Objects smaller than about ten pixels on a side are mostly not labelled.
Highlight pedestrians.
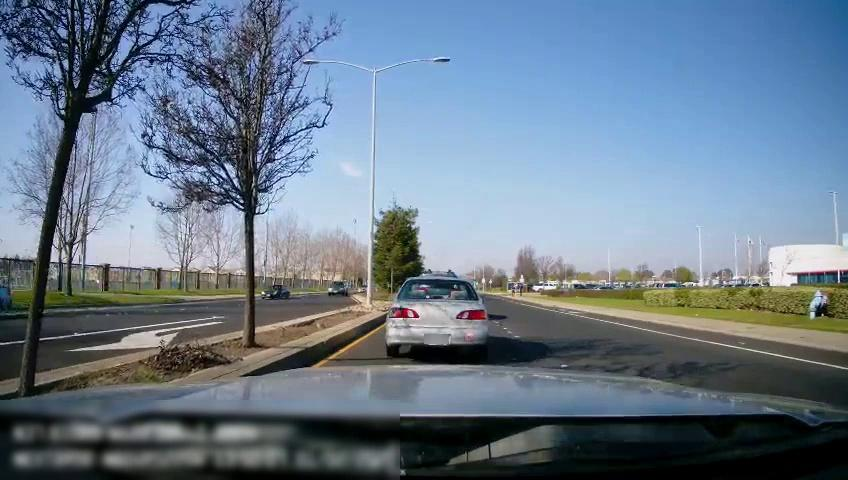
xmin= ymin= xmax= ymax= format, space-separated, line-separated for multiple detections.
xmin=517 ymin=281 xmax=523 ymax=297
xmin=511 ymin=281 xmax=516 ymax=297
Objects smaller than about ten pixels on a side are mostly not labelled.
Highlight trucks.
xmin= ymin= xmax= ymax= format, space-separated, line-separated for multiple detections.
xmin=531 ymin=279 xmax=556 ymax=292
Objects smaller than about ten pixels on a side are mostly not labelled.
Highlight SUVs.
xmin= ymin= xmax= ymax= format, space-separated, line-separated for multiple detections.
xmin=327 ymin=281 xmax=349 ymax=297
xmin=419 ymin=268 xmax=458 ymax=280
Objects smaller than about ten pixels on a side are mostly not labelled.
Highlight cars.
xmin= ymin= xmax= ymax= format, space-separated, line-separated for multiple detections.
xmin=0 ymin=286 xmax=12 ymax=310
xmin=261 ymin=284 xmax=291 ymax=300
xmin=384 ymin=275 xmax=491 ymax=358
